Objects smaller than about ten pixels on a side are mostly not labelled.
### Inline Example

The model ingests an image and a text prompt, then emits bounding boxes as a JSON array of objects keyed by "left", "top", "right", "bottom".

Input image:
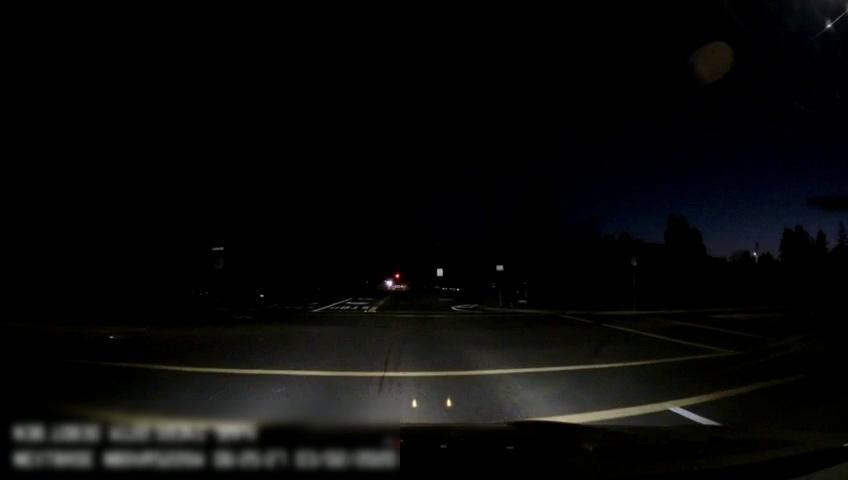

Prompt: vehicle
[{"left": 392, "top": 282, "right": 405, "bottom": 291}]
